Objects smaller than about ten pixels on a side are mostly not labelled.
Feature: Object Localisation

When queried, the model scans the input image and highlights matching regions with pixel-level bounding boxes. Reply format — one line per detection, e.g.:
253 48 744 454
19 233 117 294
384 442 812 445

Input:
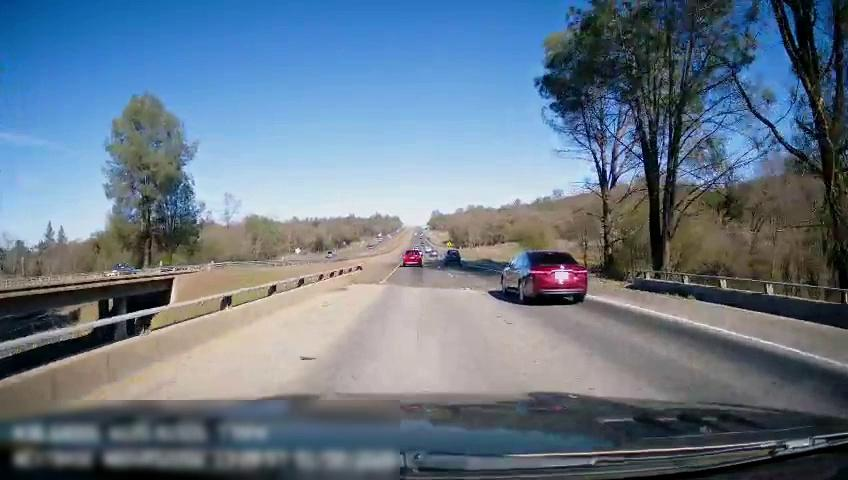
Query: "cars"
403 250 423 267
501 250 589 306
109 263 135 276
444 250 461 263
